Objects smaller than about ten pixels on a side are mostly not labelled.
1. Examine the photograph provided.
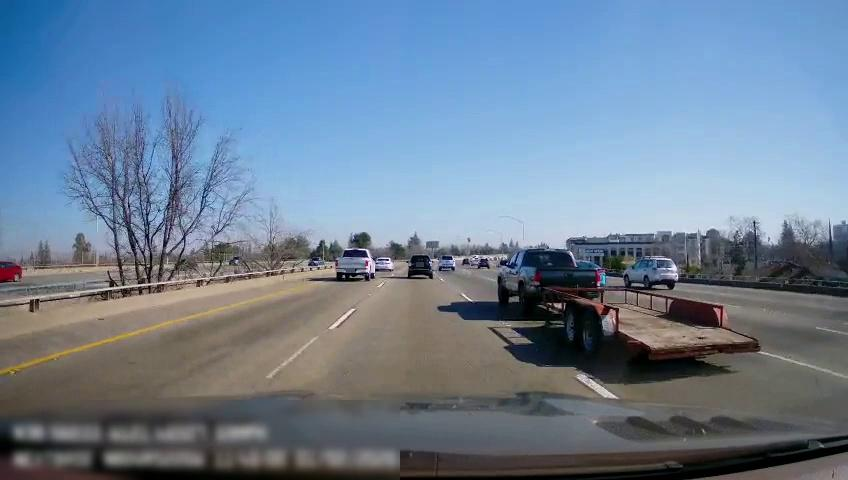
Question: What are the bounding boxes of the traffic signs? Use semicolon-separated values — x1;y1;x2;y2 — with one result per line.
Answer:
425;240;440;249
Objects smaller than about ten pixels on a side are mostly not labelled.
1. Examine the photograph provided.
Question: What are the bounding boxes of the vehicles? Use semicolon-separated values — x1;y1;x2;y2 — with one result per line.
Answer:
477;258;490;270
405;255;434;279
229;255;246;266
0;261;23;284
334;248;376;281
496;248;608;315
373;256;394;271
622;255;680;291
437;255;456;272
569;259;607;288
308;256;325;267
534;283;763;362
